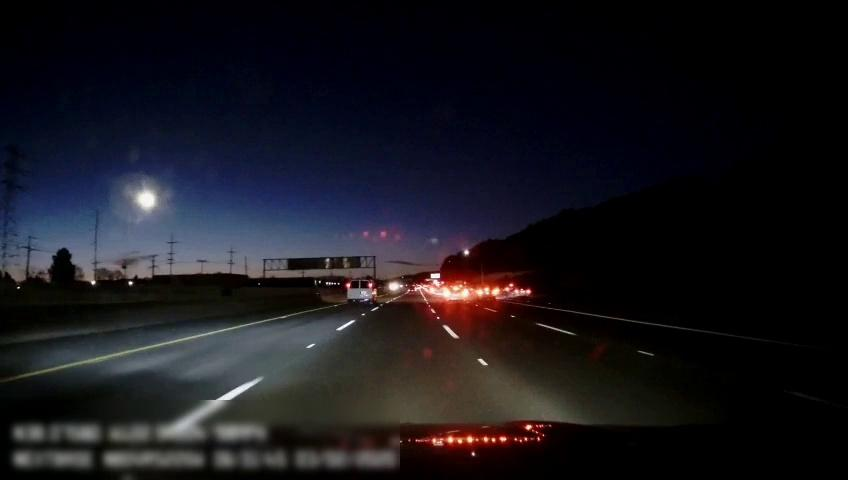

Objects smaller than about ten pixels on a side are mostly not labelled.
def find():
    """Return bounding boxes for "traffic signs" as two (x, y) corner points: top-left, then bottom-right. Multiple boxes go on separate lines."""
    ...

(430, 273), (441, 279)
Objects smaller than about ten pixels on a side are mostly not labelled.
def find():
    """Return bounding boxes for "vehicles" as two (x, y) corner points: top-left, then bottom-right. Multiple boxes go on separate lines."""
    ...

(346, 278), (378, 304)
(476, 290), (498, 303)
(508, 284), (533, 300)
(444, 286), (470, 301)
